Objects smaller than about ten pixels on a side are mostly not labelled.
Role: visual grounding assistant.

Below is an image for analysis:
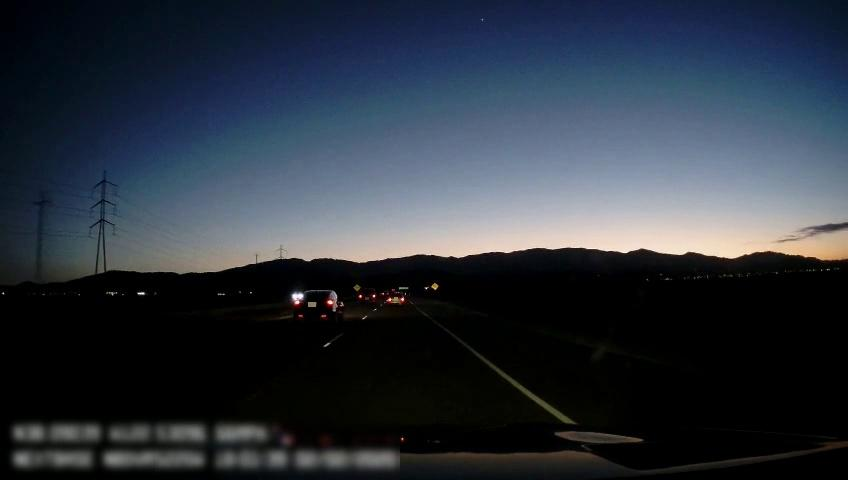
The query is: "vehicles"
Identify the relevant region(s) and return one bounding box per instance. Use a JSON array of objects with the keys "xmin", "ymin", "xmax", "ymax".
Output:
[
  {"xmin": 358, "ymin": 287, "xmax": 379, "ymax": 302},
  {"xmin": 291, "ymin": 289, "xmax": 346, "ymax": 330},
  {"xmin": 386, "ymin": 289, "xmax": 405, "ymax": 304}
]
